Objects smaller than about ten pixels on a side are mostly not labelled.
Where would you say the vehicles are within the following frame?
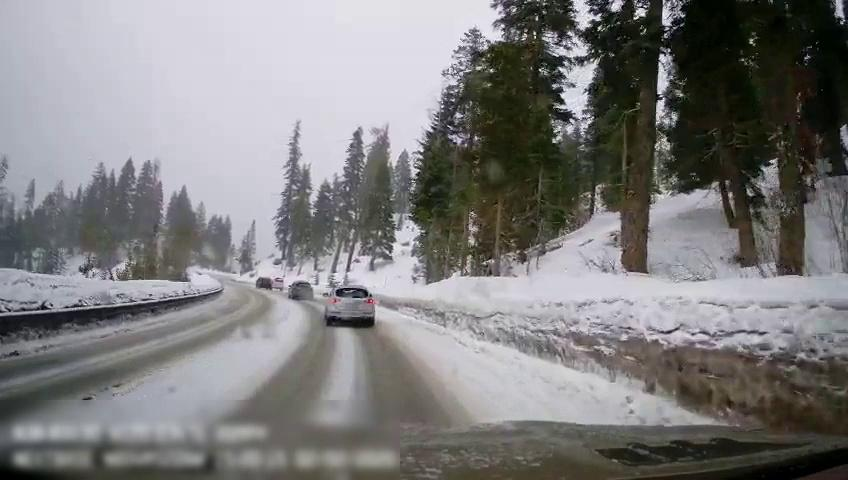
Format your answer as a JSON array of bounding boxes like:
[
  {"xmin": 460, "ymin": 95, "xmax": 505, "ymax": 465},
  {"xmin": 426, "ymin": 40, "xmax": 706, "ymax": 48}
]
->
[
  {"xmin": 255, "ymin": 276, "xmax": 275, "ymax": 290},
  {"xmin": 273, "ymin": 277, "xmax": 285, "ymax": 292},
  {"xmin": 286, "ymin": 280, "xmax": 314, "ymax": 301},
  {"xmin": 320, "ymin": 284, "xmax": 375, "ymax": 329}
]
